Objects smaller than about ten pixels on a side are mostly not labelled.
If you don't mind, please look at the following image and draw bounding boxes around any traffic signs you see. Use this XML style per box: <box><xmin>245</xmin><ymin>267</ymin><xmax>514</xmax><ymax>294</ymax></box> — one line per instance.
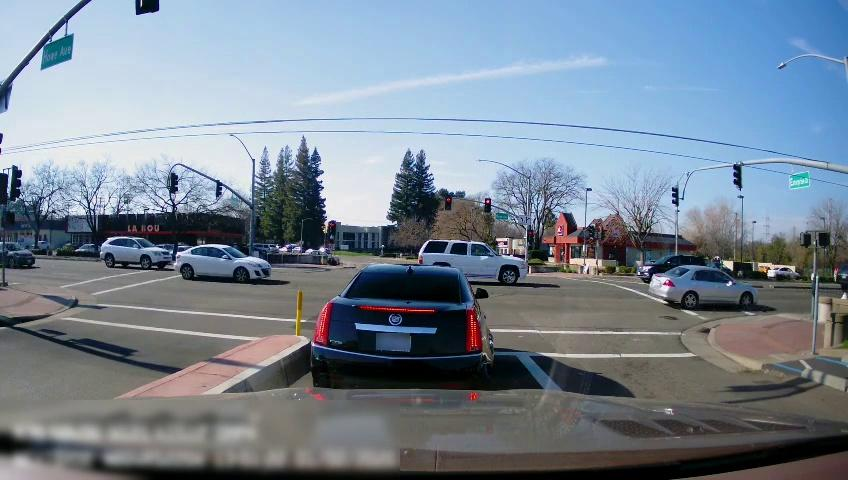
<box><xmin>40</xmin><ymin>33</ymin><xmax>75</xmax><ymax>70</ymax></box>
<box><xmin>789</xmin><ymin>171</ymin><xmax>811</xmax><ymax>189</ymax></box>
<box><xmin>496</xmin><ymin>213</ymin><xmax>508</xmax><ymax>220</ymax></box>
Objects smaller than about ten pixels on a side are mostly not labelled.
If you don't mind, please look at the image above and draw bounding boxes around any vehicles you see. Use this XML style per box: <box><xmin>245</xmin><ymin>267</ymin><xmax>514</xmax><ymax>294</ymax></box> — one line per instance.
<box><xmin>839</xmin><ymin>263</ymin><xmax>848</xmax><ymax>292</ymax></box>
<box><xmin>648</xmin><ymin>265</ymin><xmax>757</xmax><ymax>309</ymax></box>
<box><xmin>0</xmin><ymin>241</ymin><xmax>36</xmax><ymax>269</ymax></box>
<box><xmin>310</xmin><ymin>263</ymin><xmax>495</xmax><ymax>391</ymax></box>
<box><xmin>100</xmin><ymin>236</ymin><xmax>172</xmax><ymax>270</ymax></box>
<box><xmin>418</xmin><ymin>239</ymin><xmax>527</xmax><ymax>286</ymax></box>
<box><xmin>637</xmin><ymin>255</ymin><xmax>706</xmax><ymax>284</ymax></box>
<box><xmin>75</xmin><ymin>244</ymin><xmax>101</xmax><ymax>254</ymax></box>
<box><xmin>175</xmin><ymin>244</ymin><xmax>272</xmax><ymax>284</ymax></box>
<box><xmin>155</xmin><ymin>245</ymin><xmax>177</xmax><ymax>253</ymax></box>
<box><xmin>170</xmin><ymin>246</ymin><xmax>197</xmax><ymax>257</ymax></box>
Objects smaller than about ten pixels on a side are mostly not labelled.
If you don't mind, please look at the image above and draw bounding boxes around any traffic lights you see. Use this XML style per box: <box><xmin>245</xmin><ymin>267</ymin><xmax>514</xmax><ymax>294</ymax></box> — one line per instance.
<box><xmin>329</xmin><ymin>221</ymin><xmax>336</xmax><ymax>234</ymax></box>
<box><xmin>10</xmin><ymin>165</ymin><xmax>23</xmax><ymax>202</ymax></box>
<box><xmin>135</xmin><ymin>0</ymin><xmax>160</xmax><ymax>16</ymax></box>
<box><xmin>484</xmin><ymin>198</ymin><xmax>491</xmax><ymax>213</ymax></box>
<box><xmin>815</xmin><ymin>232</ymin><xmax>830</xmax><ymax>247</ymax></box>
<box><xmin>170</xmin><ymin>173</ymin><xmax>179</xmax><ymax>193</ymax></box>
<box><xmin>216</xmin><ymin>180</ymin><xmax>223</xmax><ymax>197</ymax></box>
<box><xmin>527</xmin><ymin>229</ymin><xmax>534</xmax><ymax>242</ymax></box>
<box><xmin>799</xmin><ymin>232</ymin><xmax>814</xmax><ymax>248</ymax></box>
<box><xmin>0</xmin><ymin>132</ymin><xmax>5</xmax><ymax>154</ymax></box>
<box><xmin>600</xmin><ymin>226</ymin><xmax>606</xmax><ymax>239</ymax></box>
<box><xmin>670</xmin><ymin>187</ymin><xmax>679</xmax><ymax>206</ymax></box>
<box><xmin>588</xmin><ymin>226</ymin><xmax>595</xmax><ymax>239</ymax></box>
<box><xmin>1</xmin><ymin>212</ymin><xmax>15</xmax><ymax>227</ymax></box>
<box><xmin>445</xmin><ymin>196</ymin><xmax>452</xmax><ymax>211</ymax></box>
<box><xmin>732</xmin><ymin>163</ymin><xmax>742</xmax><ymax>189</ymax></box>
<box><xmin>0</xmin><ymin>173</ymin><xmax>9</xmax><ymax>204</ymax></box>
